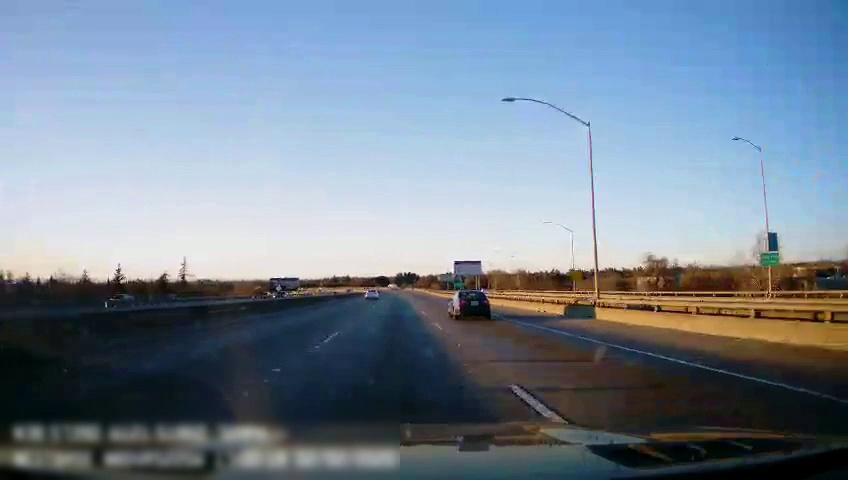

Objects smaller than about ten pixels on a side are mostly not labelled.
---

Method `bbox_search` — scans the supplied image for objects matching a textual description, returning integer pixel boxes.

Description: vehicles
[448,291,491,321]
[105,294,135,309]
[364,289,379,301]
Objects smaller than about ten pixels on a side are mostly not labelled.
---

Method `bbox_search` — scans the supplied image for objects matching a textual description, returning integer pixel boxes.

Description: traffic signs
[761,252,779,265]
